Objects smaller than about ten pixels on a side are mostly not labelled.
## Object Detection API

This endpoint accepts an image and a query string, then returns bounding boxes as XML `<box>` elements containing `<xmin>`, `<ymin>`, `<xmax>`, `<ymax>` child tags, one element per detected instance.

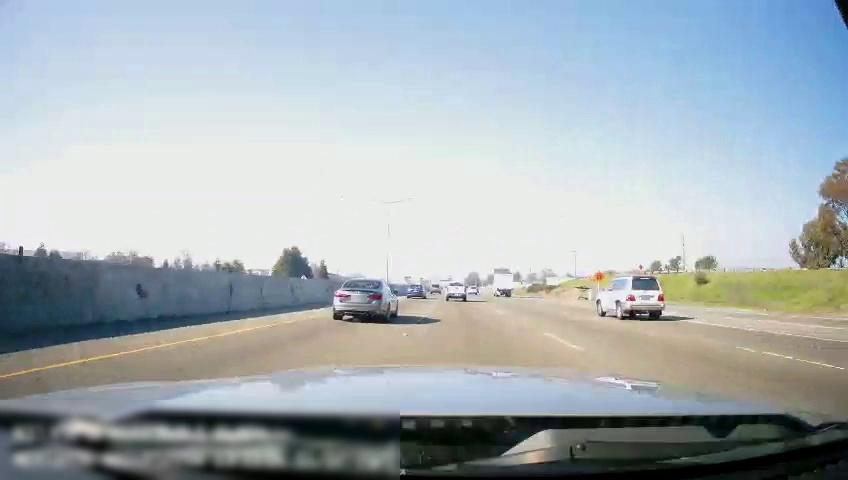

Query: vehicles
<box><xmin>445</xmin><ymin>281</ymin><xmax>467</xmax><ymax>302</ymax></box>
<box><xmin>332</xmin><ymin>277</ymin><xmax>399</xmax><ymax>321</ymax></box>
<box><xmin>467</xmin><ymin>284</ymin><xmax>479</xmax><ymax>295</ymax></box>
<box><xmin>430</xmin><ymin>283</ymin><xmax>442</xmax><ymax>295</ymax></box>
<box><xmin>493</xmin><ymin>272</ymin><xmax>514</xmax><ymax>298</ymax></box>
<box><xmin>407</xmin><ymin>282</ymin><xmax>428</xmax><ymax>299</ymax></box>
<box><xmin>595</xmin><ymin>276</ymin><xmax>665</xmax><ymax>320</ymax></box>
